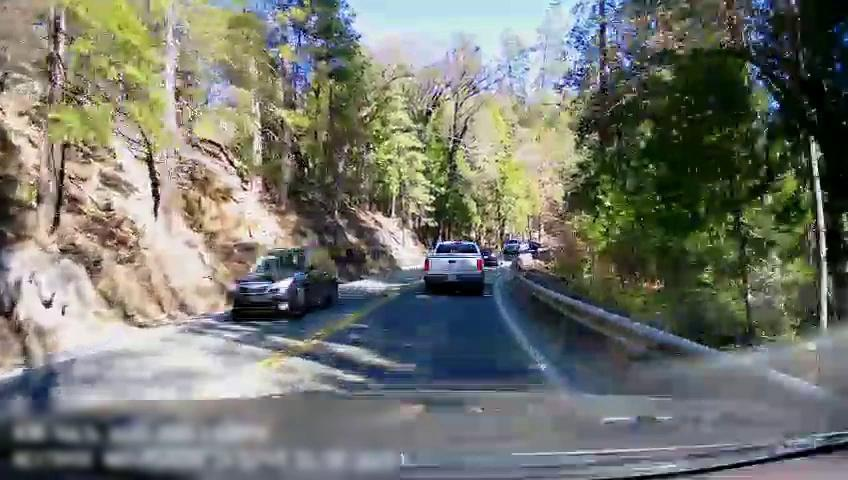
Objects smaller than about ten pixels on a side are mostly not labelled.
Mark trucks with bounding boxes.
[424,241,485,293]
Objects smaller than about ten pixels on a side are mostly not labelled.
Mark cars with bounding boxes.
[224,251,340,322]
[480,248,498,266]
